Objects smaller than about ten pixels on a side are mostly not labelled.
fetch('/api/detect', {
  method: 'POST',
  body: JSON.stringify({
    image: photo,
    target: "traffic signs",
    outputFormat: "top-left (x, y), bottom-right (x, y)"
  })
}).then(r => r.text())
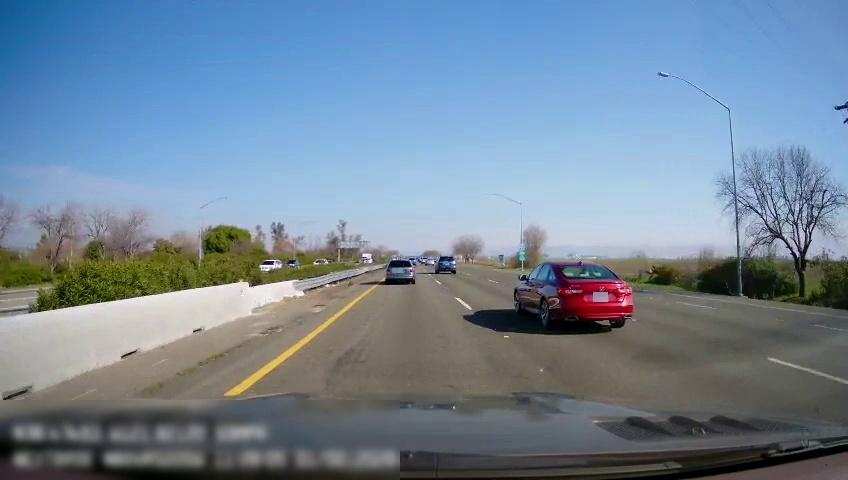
top-left (518, 248), bottom-right (527, 262)
top-left (497, 254), bottom-right (504, 265)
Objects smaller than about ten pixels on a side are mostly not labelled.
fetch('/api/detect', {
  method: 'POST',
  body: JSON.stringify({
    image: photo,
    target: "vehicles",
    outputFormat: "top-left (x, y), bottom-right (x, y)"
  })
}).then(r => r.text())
top-left (362, 252), bottom-right (373, 260)
top-left (513, 261), bottom-right (634, 331)
top-left (284, 259), bottom-right (299, 269)
top-left (434, 254), bottom-right (457, 275)
top-left (257, 259), bottom-right (284, 274)
top-left (386, 257), bottom-right (419, 285)
top-left (311, 258), bottom-right (329, 266)
top-left (363, 258), bottom-right (373, 264)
